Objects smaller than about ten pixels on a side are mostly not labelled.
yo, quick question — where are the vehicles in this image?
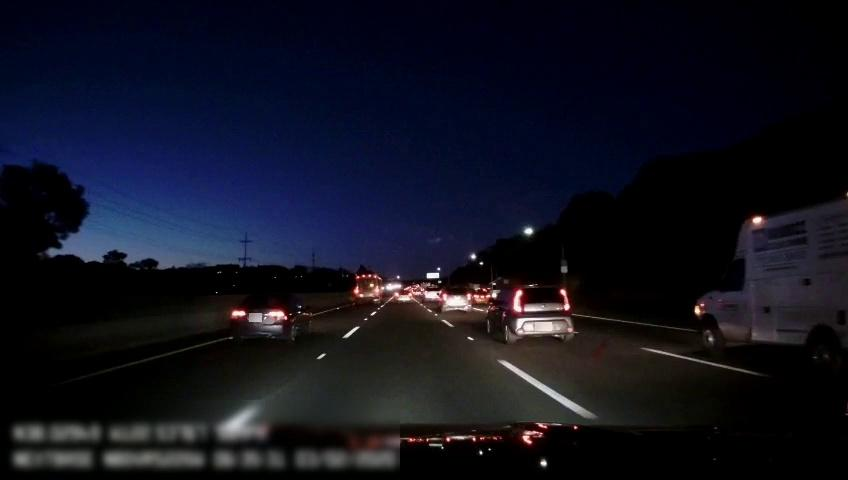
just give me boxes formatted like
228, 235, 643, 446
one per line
467, 288, 490, 306
693, 195, 848, 373
350, 274, 386, 309
437, 287, 472, 313
485, 284, 573, 346
393, 286, 412, 302
423, 287, 440, 302
230, 291, 314, 347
